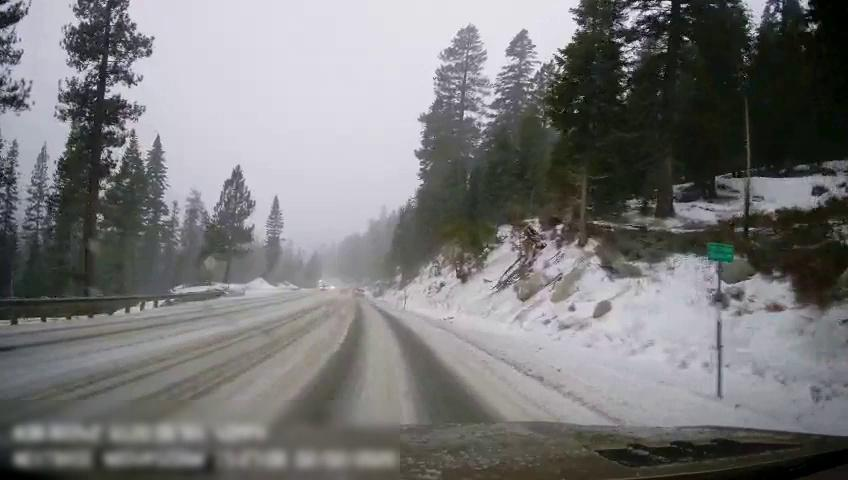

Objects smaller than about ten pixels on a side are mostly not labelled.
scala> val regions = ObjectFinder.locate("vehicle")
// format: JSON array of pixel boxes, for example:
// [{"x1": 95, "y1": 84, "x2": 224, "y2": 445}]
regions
[{"x1": 353, "y1": 287, "x2": 365, "y2": 297}]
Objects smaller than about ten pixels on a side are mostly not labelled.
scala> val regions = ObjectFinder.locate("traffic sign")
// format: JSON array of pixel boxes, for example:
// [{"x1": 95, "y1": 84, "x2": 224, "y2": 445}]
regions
[{"x1": 706, "y1": 241, "x2": 735, "y2": 264}]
